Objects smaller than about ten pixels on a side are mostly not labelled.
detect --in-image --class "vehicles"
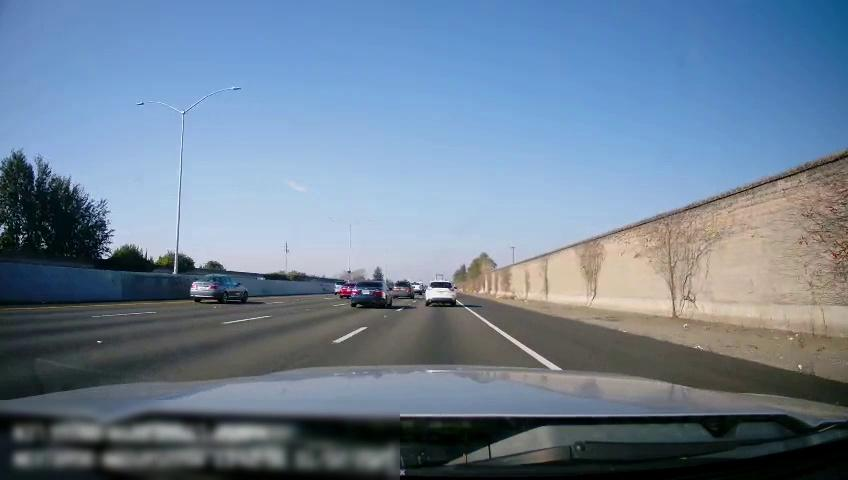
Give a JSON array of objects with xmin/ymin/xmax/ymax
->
[
  {"xmin": 425, "ymin": 280, "xmax": 458, "ymax": 307},
  {"xmin": 350, "ymin": 280, "xmax": 393, "ymax": 309},
  {"xmin": 393, "ymin": 281, "xmax": 416, "ymax": 299},
  {"xmin": 411, "ymin": 282, "xmax": 423, "ymax": 296},
  {"xmin": 190, "ymin": 275, "xmax": 249, "ymax": 304},
  {"xmin": 339, "ymin": 283, "xmax": 357, "ymax": 299},
  {"xmin": 334, "ymin": 281, "xmax": 350, "ymax": 295}
]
